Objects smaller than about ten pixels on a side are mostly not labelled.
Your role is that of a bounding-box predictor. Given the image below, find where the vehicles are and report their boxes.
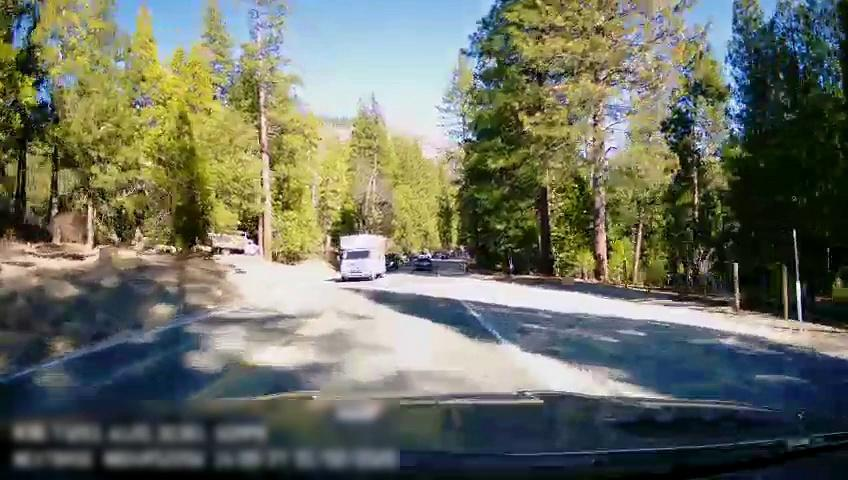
[211,233,259,257]
[339,234,386,281]
[382,254,401,273]
[414,257,433,271]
